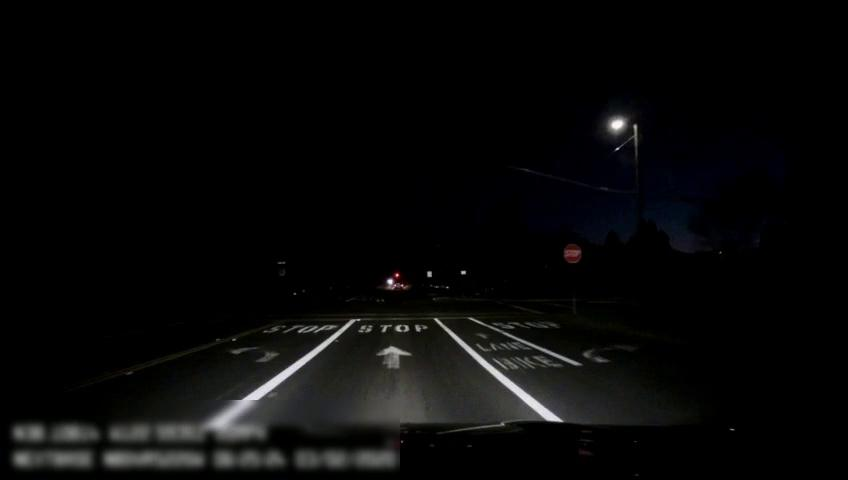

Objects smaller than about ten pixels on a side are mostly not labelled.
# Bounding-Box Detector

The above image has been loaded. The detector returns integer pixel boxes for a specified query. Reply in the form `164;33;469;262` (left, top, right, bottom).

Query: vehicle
392;282;405;291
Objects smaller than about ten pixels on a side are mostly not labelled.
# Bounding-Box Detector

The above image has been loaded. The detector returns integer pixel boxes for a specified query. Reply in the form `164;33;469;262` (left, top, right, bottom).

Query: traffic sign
561;242;584;265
